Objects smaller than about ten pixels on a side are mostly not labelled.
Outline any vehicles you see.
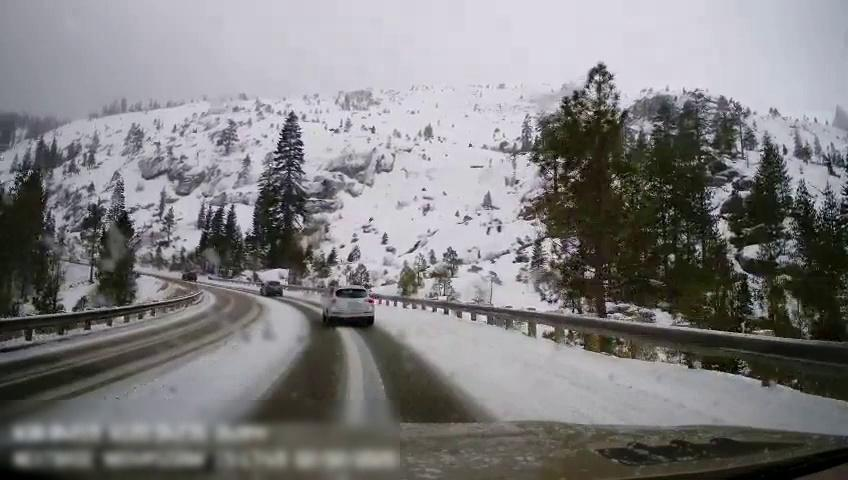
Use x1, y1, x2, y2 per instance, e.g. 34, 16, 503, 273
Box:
260, 280, 283, 297
182, 272, 197, 282
321, 286, 376, 327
